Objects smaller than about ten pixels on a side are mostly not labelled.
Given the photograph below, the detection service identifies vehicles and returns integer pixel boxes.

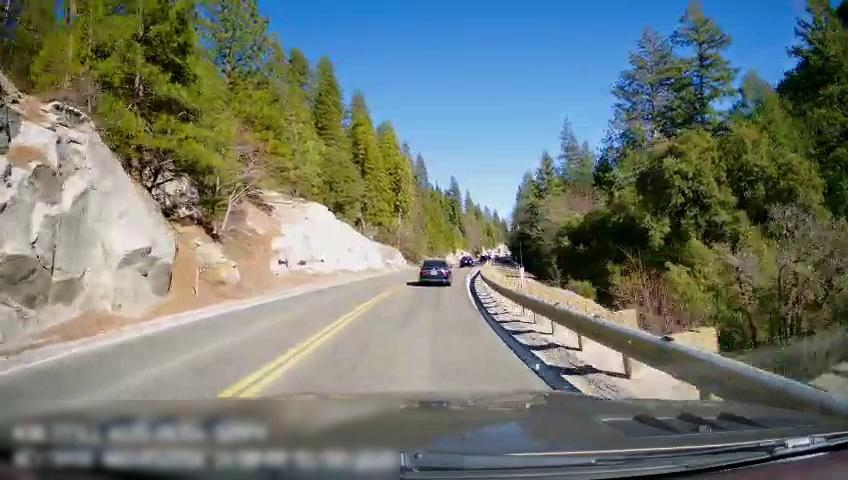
[419,259,453,286]
[459,255,474,269]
